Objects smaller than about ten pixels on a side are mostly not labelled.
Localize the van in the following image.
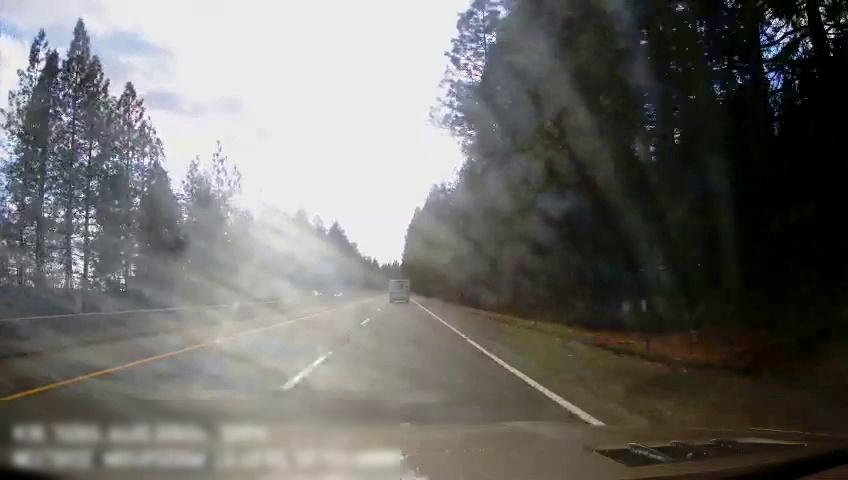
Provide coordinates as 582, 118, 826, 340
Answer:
388, 279, 411, 304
